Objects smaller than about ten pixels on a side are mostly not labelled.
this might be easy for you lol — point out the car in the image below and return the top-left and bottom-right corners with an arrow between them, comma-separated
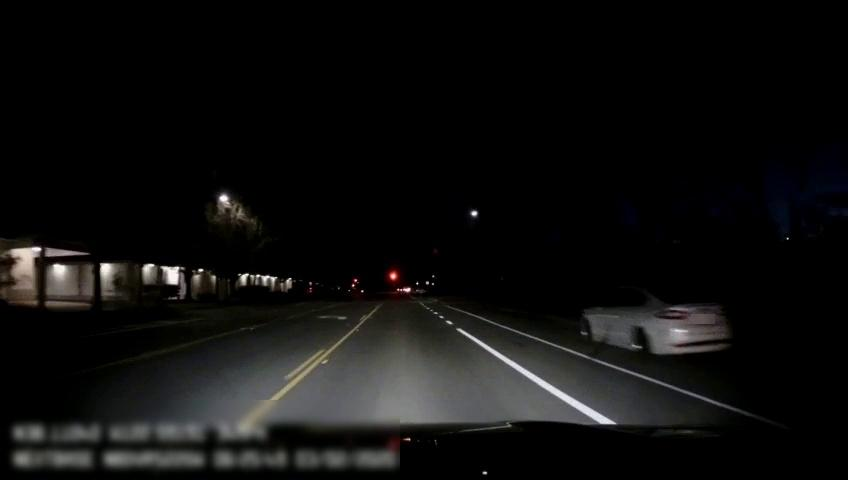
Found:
577,277 -> 736,357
